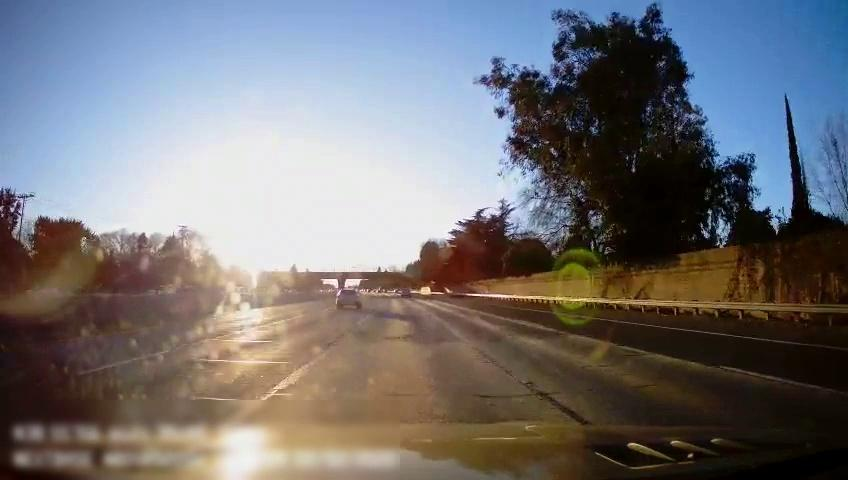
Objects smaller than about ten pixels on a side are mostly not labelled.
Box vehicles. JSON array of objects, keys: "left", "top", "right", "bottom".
[
  {"left": 336, "top": 287, "right": 364, "bottom": 310},
  {"left": 399, "top": 286, "right": 411, "bottom": 297}
]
